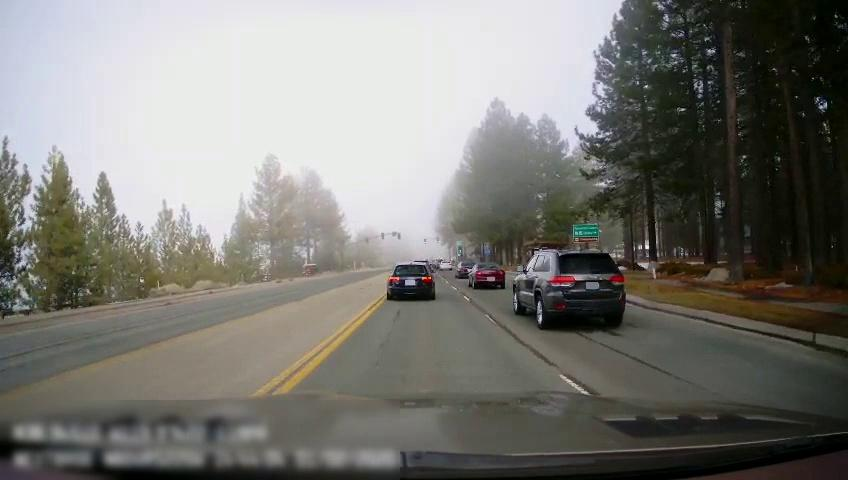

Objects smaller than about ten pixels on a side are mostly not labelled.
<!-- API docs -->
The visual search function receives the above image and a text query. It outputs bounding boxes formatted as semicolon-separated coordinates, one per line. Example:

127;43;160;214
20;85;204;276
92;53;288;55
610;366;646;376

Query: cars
438;259;453;272
468;262;505;290
386;263;436;301
455;261;476;279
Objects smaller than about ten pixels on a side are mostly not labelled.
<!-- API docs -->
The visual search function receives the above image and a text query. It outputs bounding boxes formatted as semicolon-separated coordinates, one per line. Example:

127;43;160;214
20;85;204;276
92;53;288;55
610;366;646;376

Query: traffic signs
572;223;600;241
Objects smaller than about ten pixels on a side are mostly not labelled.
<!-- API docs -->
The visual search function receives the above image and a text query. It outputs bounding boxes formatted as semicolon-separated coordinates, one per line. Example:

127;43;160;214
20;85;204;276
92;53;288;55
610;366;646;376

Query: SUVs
514;250;627;331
